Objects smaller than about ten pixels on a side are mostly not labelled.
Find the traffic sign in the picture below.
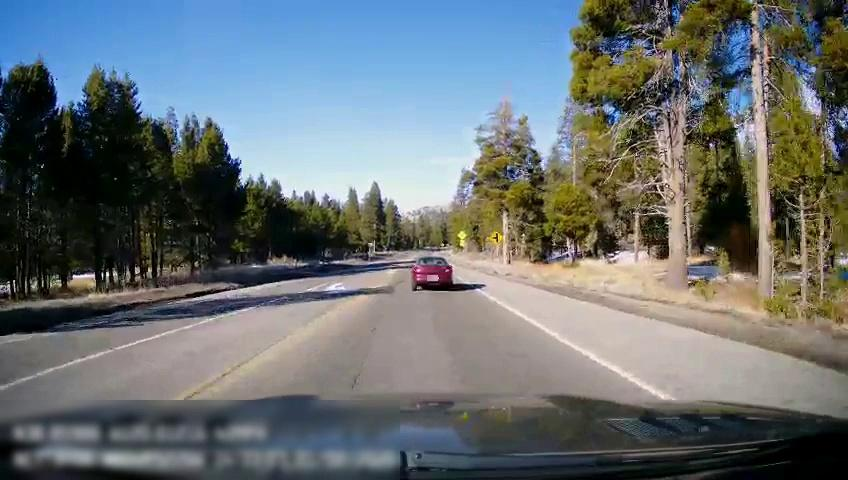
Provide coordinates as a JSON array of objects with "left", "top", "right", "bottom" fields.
[{"left": 488, "top": 231, "right": 504, "bottom": 246}]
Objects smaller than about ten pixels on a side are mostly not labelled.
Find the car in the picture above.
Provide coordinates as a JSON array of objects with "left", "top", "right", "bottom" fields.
[{"left": 411, "top": 255, "right": 454, "bottom": 291}]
